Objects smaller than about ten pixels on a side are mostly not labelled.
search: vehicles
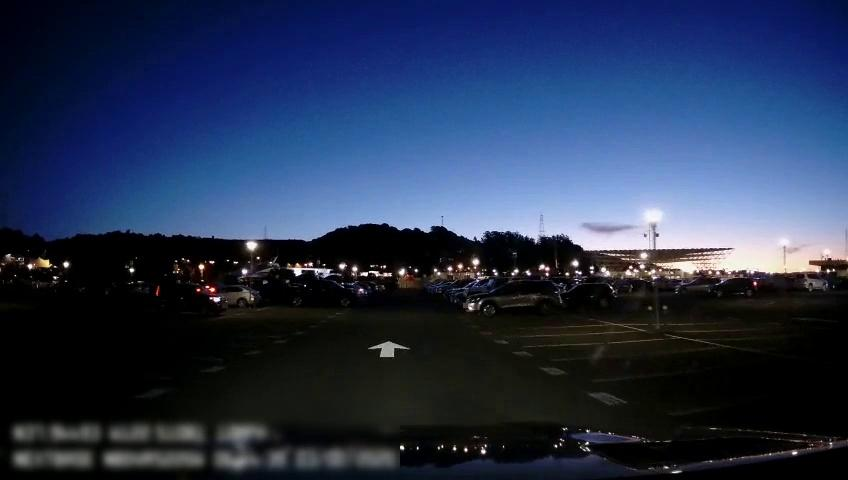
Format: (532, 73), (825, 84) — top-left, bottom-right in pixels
(677, 278), (722, 294)
(714, 277), (758, 297)
(353, 280), (371, 291)
(793, 272), (829, 292)
(112, 282), (150, 297)
(464, 276), (514, 307)
(154, 282), (228, 318)
(31, 275), (59, 289)
(289, 278), (357, 307)
(359, 278), (379, 292)
(337, 283), (365, 297)
(453, 278), (488, 308)
(465, 278), (563, 318)
(212, 284), (263, 311)
(560, 281), (617, 307)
